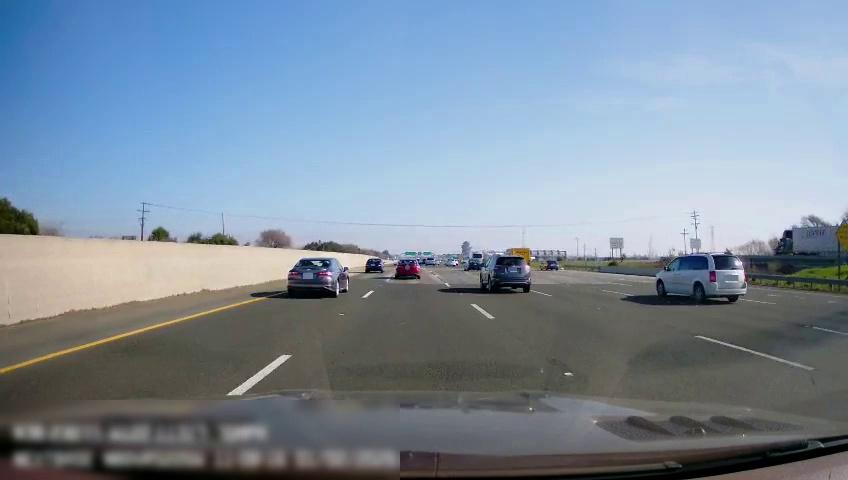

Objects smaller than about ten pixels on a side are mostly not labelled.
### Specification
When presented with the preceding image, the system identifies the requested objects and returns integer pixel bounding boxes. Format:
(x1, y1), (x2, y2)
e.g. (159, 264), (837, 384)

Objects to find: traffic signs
(608, 237), (625, 248)
(689, 238), (703, 249)
(838, 219), (848, 252)
(405, 251), (417, 256)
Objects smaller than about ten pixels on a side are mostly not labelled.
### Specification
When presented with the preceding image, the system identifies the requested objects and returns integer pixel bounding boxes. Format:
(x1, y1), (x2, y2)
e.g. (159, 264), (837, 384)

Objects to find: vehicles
(463, 259), (481, 272)
(773, 225), (848, 256)
(467, 252), (484, 266)
(365, 258), (386, 274)
(479, 253), (532, 294)
(540, 260), (559, 271)
(504, 247), (531, 266)
(654, 251), (748, 304)
(287, 257), (350, 299)
(392, 259), (421, 280)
